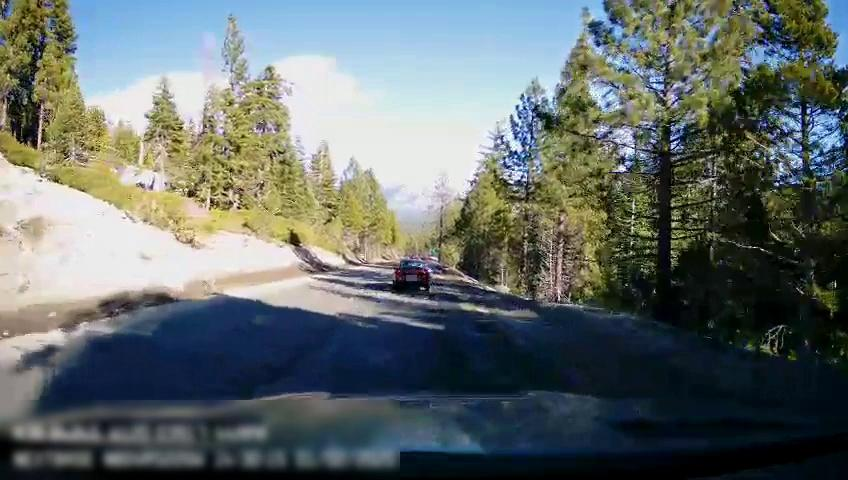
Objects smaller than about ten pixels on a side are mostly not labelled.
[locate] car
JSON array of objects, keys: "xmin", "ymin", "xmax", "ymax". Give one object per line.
[{"xmin": 391, "ymin": 258, "xmax": 432, "ymax": 292}]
